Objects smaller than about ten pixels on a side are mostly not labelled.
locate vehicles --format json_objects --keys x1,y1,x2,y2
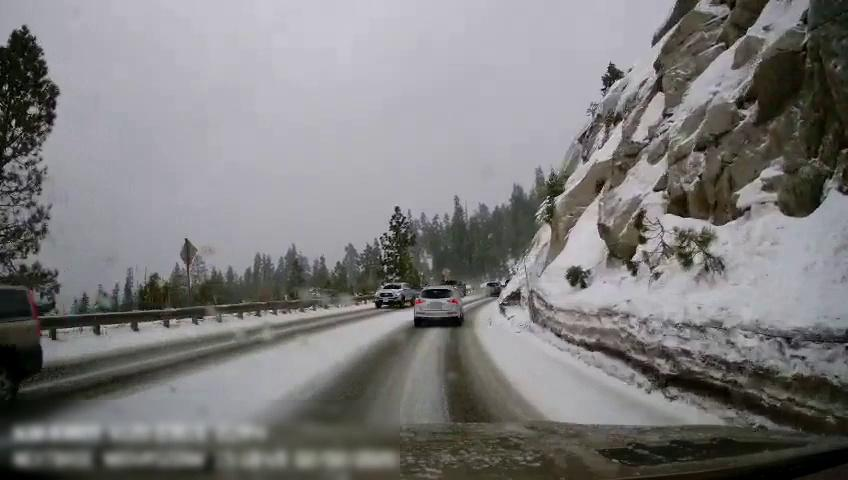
[
  {"x1": 0, "y1": 285, "x2": 44, "y2": 418},
  {"x1": 372, "y1": 282, "x2": 420, "y2": 310},
  {"x1": 414, "y1": 285, "x2": 465, "y2": 327},
  {"x1": 484, "y1": 282, "x2": 502, "y2": 298},
  {"x1": 438, "y1": 280, "x2": 466, "y2": 297}
]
